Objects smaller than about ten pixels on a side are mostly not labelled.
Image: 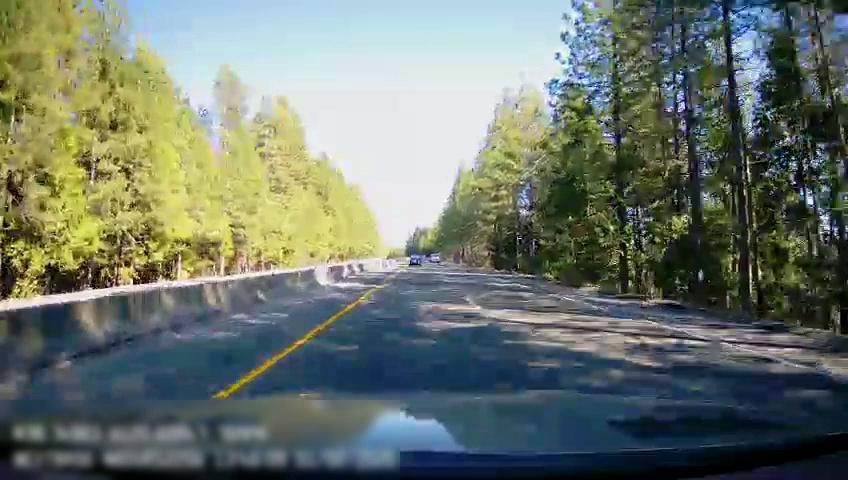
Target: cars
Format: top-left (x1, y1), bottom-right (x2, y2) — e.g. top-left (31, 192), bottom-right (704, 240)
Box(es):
top-left (428, 255), bottom-right (440, 264)
top-left (408, 256), bottom-right (421, 266)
